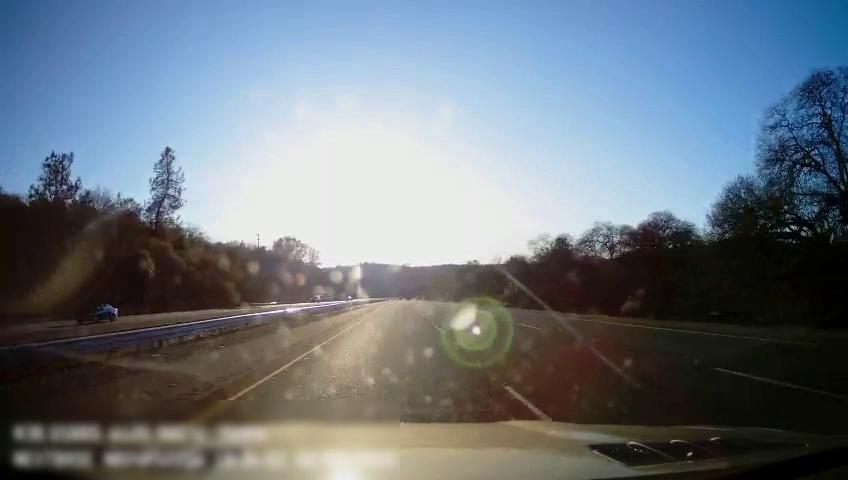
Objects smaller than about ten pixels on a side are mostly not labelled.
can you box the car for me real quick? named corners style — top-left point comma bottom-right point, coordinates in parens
top-left (77, 304), bottom-right (118, 324)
